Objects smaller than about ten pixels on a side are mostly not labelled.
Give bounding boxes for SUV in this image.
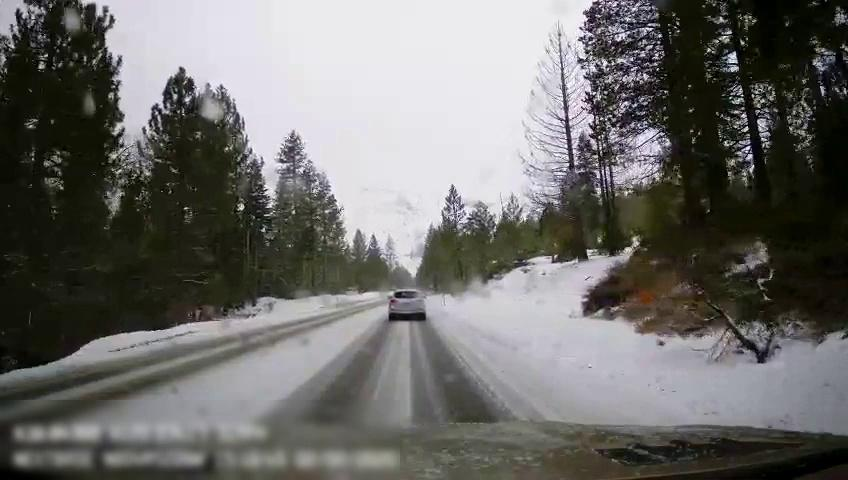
[388,288,427,320]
